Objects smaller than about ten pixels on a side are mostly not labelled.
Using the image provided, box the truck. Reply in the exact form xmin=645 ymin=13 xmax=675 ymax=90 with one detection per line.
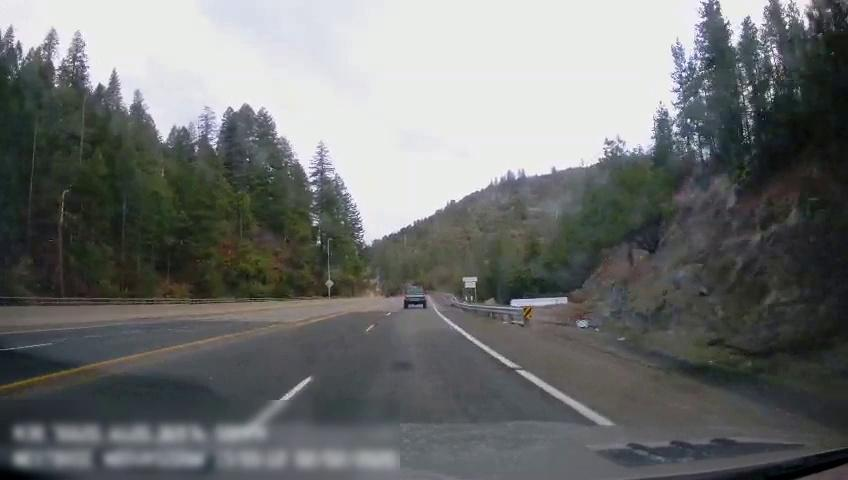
xmin=403 ymin=288 xmax=427 ymax=309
